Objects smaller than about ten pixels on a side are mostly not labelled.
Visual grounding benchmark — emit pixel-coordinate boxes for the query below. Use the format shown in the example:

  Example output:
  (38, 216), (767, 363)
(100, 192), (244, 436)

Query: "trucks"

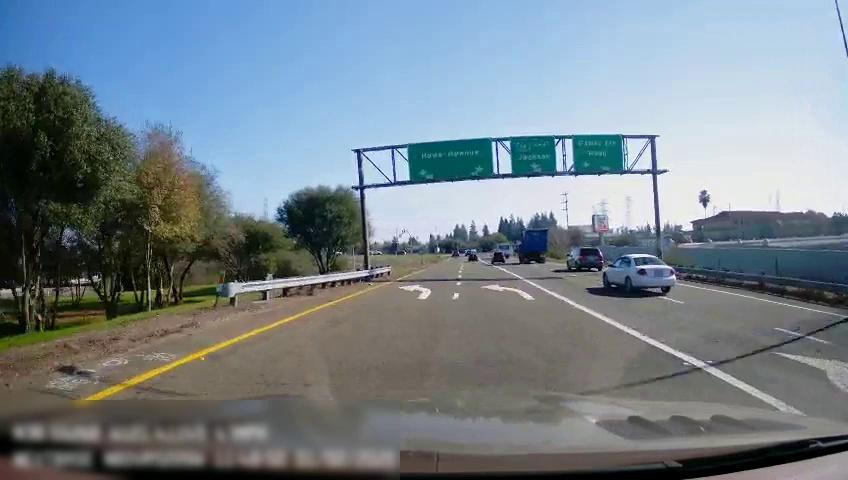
(367, 248), (383, 255)
(517, 227), (548, 265)
(497, 243), (510, 259)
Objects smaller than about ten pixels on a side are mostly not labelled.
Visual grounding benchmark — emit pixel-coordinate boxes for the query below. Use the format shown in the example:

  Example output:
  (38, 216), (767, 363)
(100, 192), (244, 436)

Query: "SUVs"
(490, 250), (506, 264)
(564, 246), (605, 273)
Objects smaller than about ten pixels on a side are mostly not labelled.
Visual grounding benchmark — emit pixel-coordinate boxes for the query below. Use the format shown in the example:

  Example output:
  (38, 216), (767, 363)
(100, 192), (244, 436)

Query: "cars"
(602, 253), (677, 295)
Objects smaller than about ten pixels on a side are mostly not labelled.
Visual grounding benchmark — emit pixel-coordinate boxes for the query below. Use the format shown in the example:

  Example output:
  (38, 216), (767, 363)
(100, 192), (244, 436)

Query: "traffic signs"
(407, 137), (494, 183)
(573, 134), (627, 173)
(510, 135), (557, 176)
